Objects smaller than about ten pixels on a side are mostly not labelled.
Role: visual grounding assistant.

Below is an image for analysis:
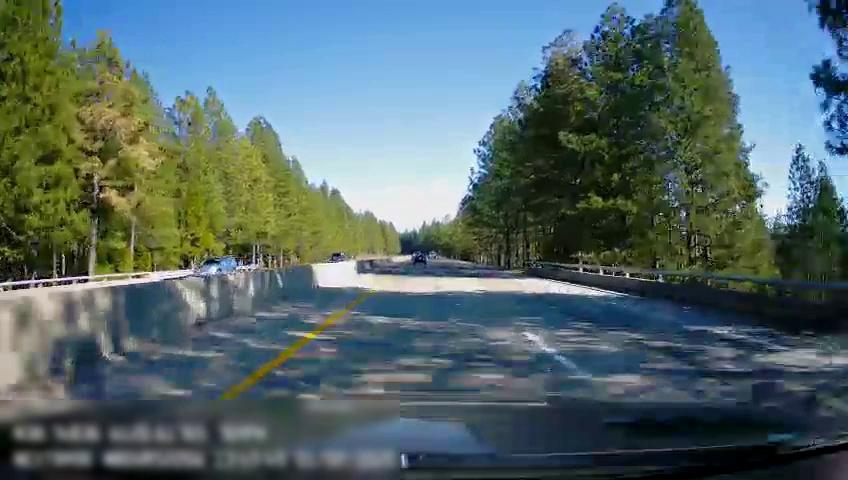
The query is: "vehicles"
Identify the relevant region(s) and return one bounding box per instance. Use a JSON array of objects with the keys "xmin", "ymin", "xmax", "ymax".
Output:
[
  {"xmin": 196, "ymin": 256, "xmax": 236, "ymax": 274},
  {"xmin": 413, "ymin": 254, "xmax": 426, "ymax": 265},
  {"xmin": 328, "ymin": 252, "xmax": 345, "ymax": 263}
]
